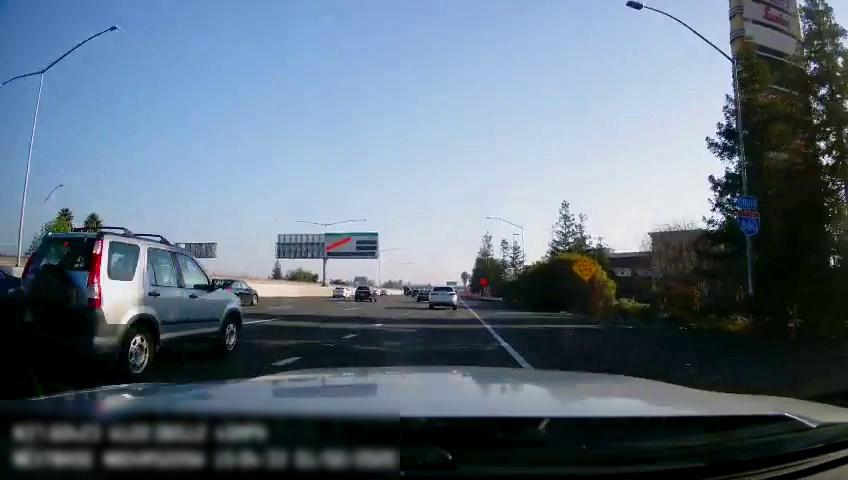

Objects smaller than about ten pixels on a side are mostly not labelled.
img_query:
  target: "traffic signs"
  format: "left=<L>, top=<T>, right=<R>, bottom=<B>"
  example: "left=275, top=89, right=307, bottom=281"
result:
left=480, top=277, right=490, bottom=288
left=572, top=254, right=597, bottom=282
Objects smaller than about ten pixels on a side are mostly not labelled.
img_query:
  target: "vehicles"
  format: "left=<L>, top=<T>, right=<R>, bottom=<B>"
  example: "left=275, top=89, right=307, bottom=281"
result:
left=0, top=267, right=20, bottom=326
left=428, top=284, right=459, bottom=310
left=354, top=285, right=378, bottom=303
left=332, top=286, right=353, bottom=299
left=379, top=288, right=393, bottom=297
left=416, top=289, right=430, bottom=303
left=403, top=287, right=413, bottom=295
left=213, top=278, right=260, bottom=307
left=18, top=232, right=243, bottom=384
